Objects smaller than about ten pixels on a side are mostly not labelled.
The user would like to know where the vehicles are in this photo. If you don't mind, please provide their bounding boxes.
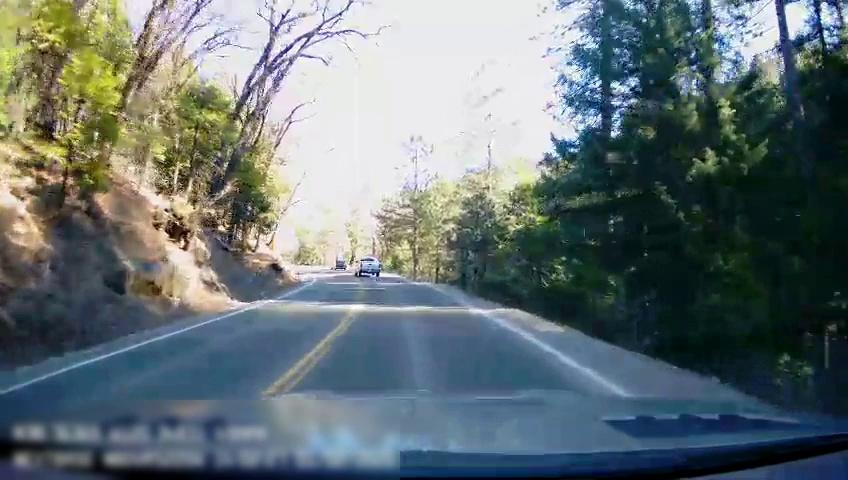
[334,260,347,271]
[355,255,381,277]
